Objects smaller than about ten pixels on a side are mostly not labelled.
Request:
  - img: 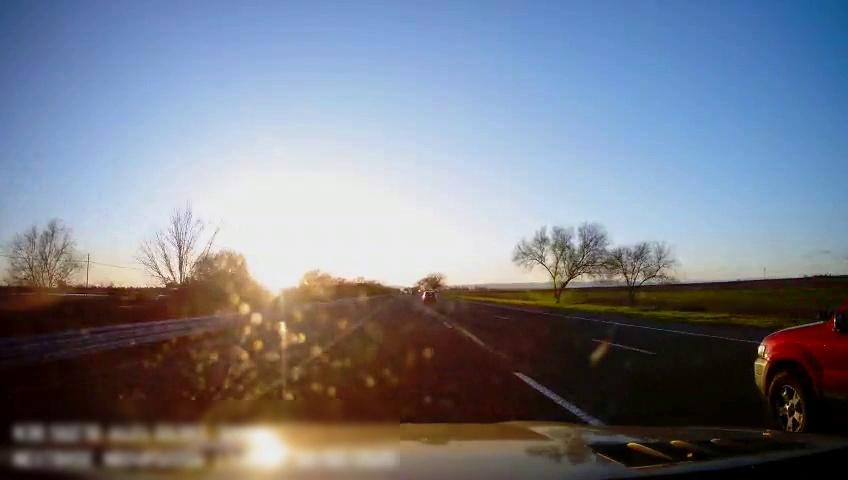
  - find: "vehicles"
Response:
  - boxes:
[422,291,437,304]
[753,296,848,433]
